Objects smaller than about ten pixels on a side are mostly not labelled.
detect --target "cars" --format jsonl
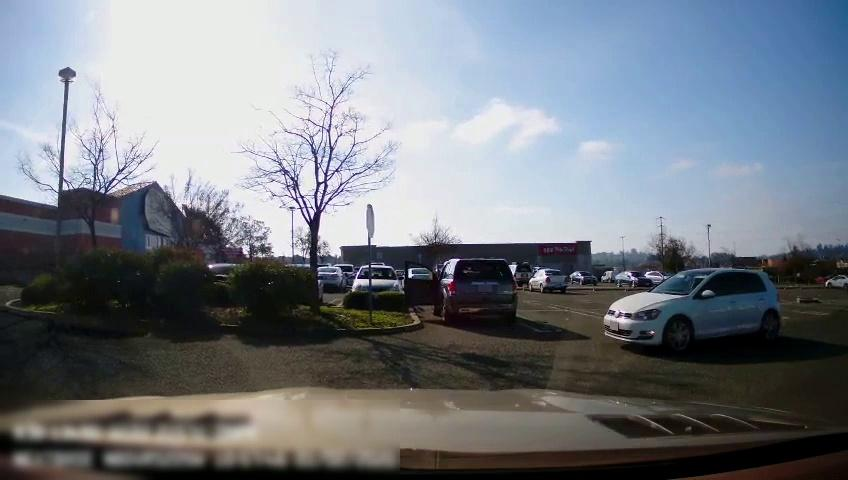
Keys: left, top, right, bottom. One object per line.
{"left": 527, "top": 268, "right": 568, "bottom": 294}
{"left": 604, "top": 267, "right": 782, "bottom": 354}
{"left": 824, "top": 273, "right": 848, "bottom": 290}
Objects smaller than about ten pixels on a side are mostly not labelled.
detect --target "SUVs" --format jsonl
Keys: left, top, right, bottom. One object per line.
{"left": 405, "top": 258, "right": 516, "bottom": 324}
